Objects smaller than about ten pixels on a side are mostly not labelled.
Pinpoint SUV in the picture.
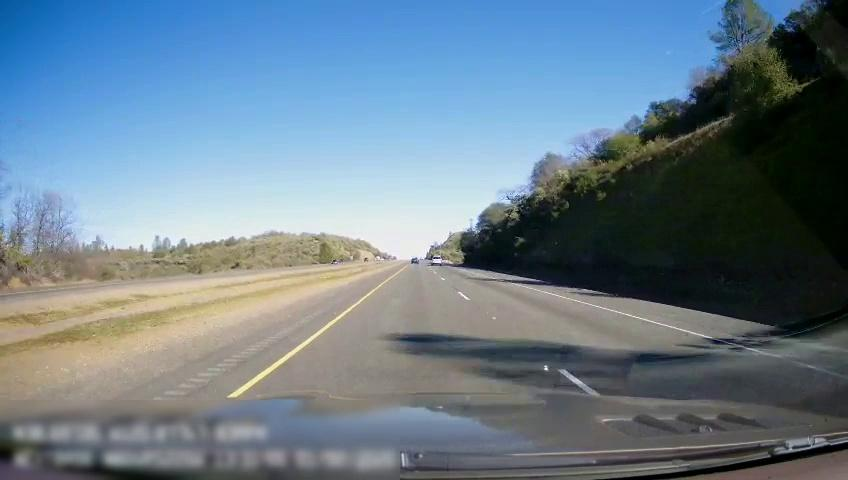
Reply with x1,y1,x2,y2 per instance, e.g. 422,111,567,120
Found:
431,256,442,265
